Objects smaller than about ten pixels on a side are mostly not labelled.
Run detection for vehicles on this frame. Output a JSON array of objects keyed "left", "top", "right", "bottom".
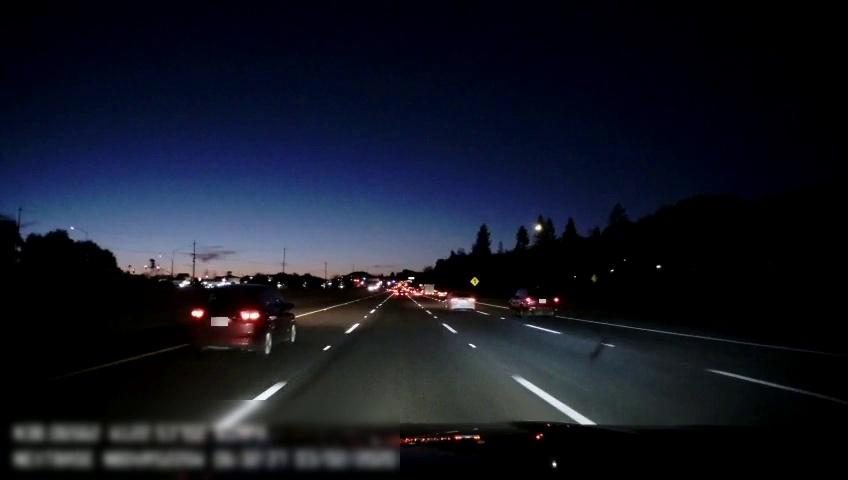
[
  {"left": 424, "top": 283, "right": 435, "bottom": 297},
  {"left": 444, "top": 291, "right": 477, "bottom": 313},
  {"left": 190, "top": 283, "right": 298, "bottom": 360},
  {"left": 509, "top": 287, "right": 560, "bottom": 319}
]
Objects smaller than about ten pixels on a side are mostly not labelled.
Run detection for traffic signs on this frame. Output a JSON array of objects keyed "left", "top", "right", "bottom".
[{"left": 469, "top": 276, "right": 480, "bottom": 287}]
